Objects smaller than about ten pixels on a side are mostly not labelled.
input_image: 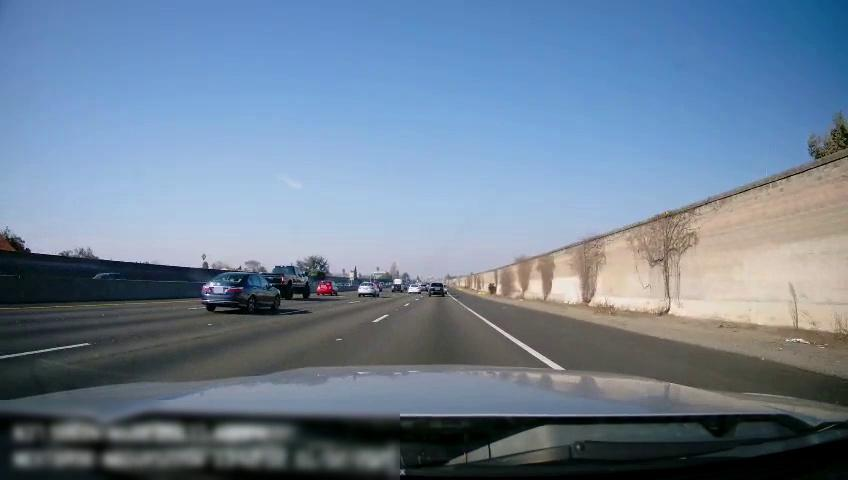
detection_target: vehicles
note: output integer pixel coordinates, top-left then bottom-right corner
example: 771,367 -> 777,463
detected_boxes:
357,281 -> 380,298
315,280 -> 339,297
255,265 -> 310,301
428,282 -> 445,297
368,281 -> 384,292
407,284 -> 422,295
199,271 -> 281,315
391,284 -> 405,293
